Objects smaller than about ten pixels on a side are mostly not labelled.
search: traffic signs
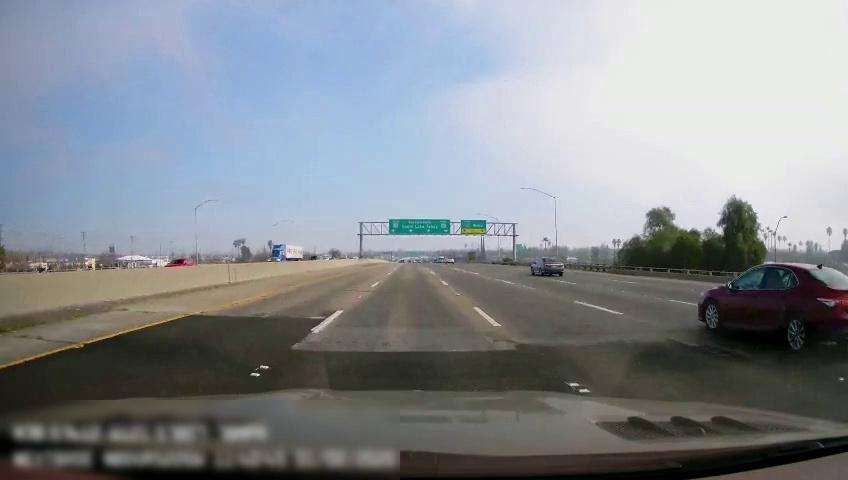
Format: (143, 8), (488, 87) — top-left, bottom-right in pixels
(388, 219), (452, 235)
(460, 219), (488, 235)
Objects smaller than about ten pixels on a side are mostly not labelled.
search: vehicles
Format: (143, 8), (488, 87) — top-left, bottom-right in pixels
(444, 257), (455, 265)
(163, 258), (199, 269)
(696, 261), (848, 357)
(267, 242), (304, 263)
(530, 255), (565, 277)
